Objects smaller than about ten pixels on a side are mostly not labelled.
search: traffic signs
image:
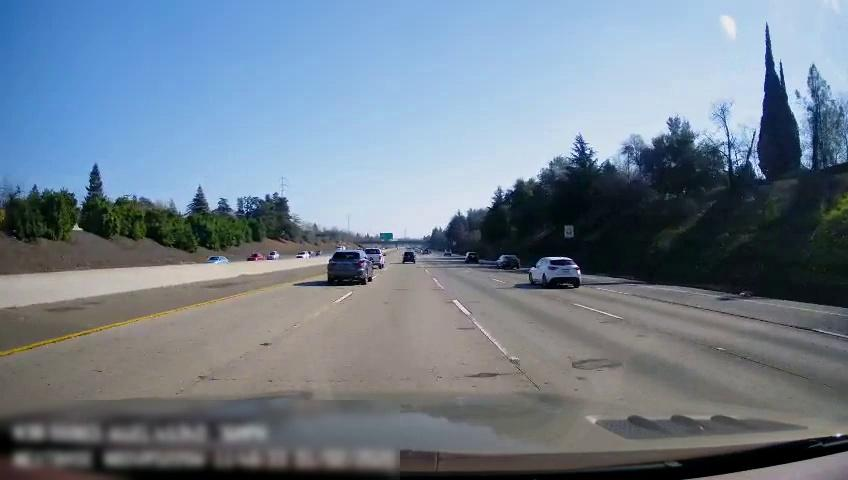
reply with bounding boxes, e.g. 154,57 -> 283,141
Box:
380,233 -> 393,241
563,225 -> 574,239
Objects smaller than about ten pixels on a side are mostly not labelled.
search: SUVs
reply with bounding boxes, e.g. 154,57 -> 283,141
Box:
529,256 -> 581,290
327,250 -> 374,286
246,252 -> 264,262
295,251 -> 309,259
464,251 -> 480,264
402,252 -> 417,265
362,248 -> 385,270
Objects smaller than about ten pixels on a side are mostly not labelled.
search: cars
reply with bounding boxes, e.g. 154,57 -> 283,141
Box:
204,255 -> 229,264
495,255 -> 520,270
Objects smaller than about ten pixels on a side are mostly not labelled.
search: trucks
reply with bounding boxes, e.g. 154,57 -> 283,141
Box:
266,251 -> 280,261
